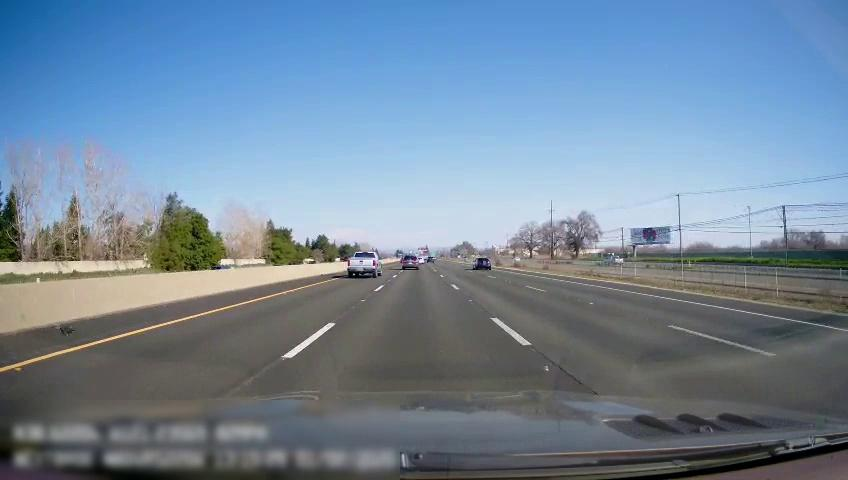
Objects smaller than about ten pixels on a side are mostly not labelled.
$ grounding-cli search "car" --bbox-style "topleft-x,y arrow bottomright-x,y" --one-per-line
472,257 -> 491,270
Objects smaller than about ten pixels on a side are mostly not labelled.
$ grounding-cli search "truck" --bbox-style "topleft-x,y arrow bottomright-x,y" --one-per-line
346,250 -> 384,279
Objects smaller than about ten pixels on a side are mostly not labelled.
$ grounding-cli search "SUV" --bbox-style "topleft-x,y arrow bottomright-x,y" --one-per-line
400,255 -> 420,271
